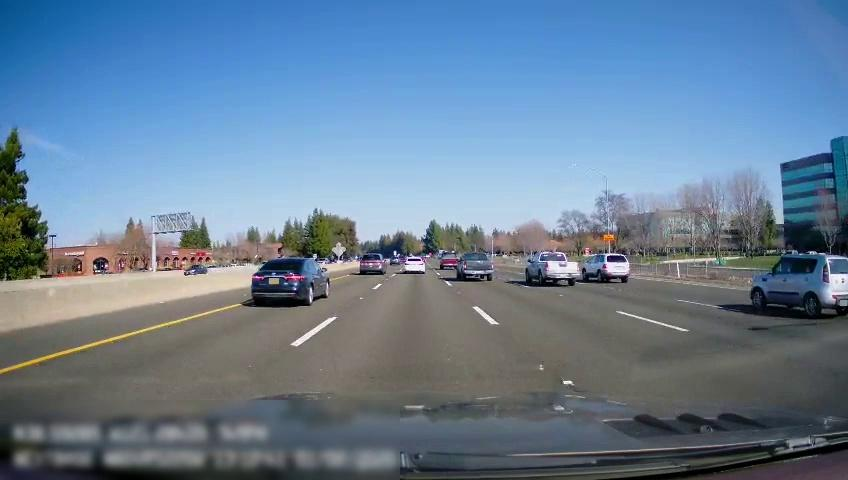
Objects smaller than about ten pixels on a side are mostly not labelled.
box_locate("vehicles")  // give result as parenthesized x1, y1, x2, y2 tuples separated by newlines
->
(581, 253, 631, 284)
(749, 253, 848, 319)
(389, 257, 401, 266)
(251, 257, 330, 308)
(183, 264, 209, 276)
(438, 250, 460, 270)
(403, 255, 426, 274)
(524, 252, 582, 287)
(359, 252, 386, 276)
(455, 251, 495, 282)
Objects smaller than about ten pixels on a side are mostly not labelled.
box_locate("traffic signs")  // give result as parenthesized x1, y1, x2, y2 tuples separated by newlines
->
(602, 234, 615, 241)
